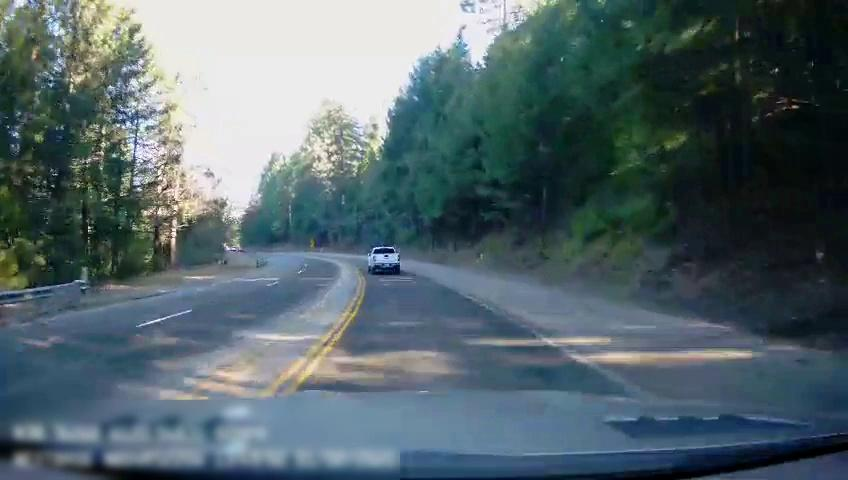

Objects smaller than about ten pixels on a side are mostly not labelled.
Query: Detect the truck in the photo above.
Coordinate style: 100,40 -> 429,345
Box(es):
367,246 -> 401,275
